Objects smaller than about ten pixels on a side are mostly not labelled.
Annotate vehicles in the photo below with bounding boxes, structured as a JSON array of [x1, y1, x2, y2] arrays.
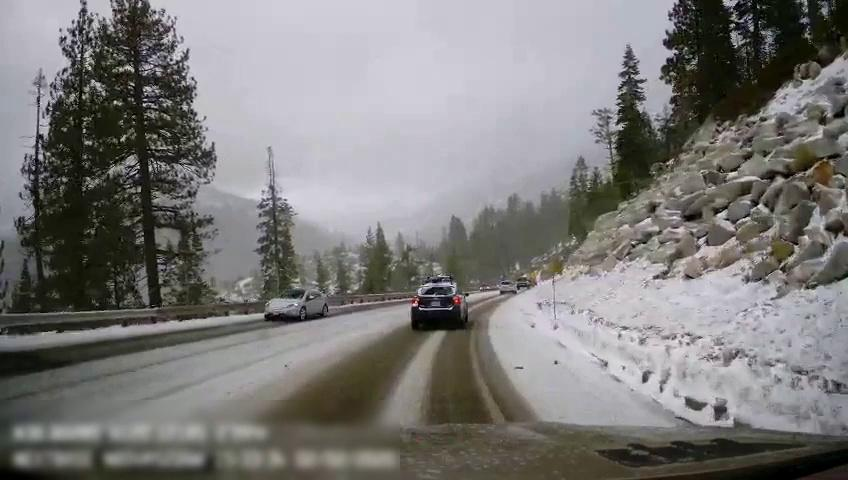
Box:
[[410, 275, 471, 331], [499, 280, 517, 295], [264, 288, 329, 321]]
